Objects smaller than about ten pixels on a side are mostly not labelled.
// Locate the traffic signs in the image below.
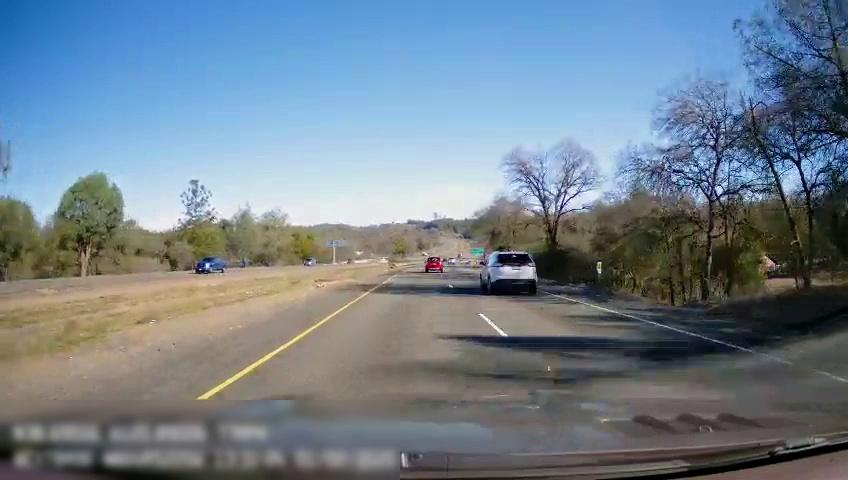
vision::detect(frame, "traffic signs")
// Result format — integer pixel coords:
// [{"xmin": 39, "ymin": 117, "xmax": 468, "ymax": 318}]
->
[{"xmin": 471, "ymin": 248, "xmax": 485, "ymax": 256}]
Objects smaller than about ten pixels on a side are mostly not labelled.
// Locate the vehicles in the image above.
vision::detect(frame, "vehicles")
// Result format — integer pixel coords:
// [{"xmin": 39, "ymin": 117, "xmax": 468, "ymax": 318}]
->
[
  {"xmin": 195, "ymin": 256, "xmax": 228, "ymax": 274},
  {"xmin": 446, "ymin": 256, "xmax": 456, "ymax": 264},
  {"xmin": 479, "ymin": 251, "xmax": 539, "ymax": 296},
  {"xmin": 302, "ymin": 258, "xmax": 317, "ymax": 266},
  {"xmin": 425, "ymin": 256, "xmax": 444, "ymax": 273}
]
